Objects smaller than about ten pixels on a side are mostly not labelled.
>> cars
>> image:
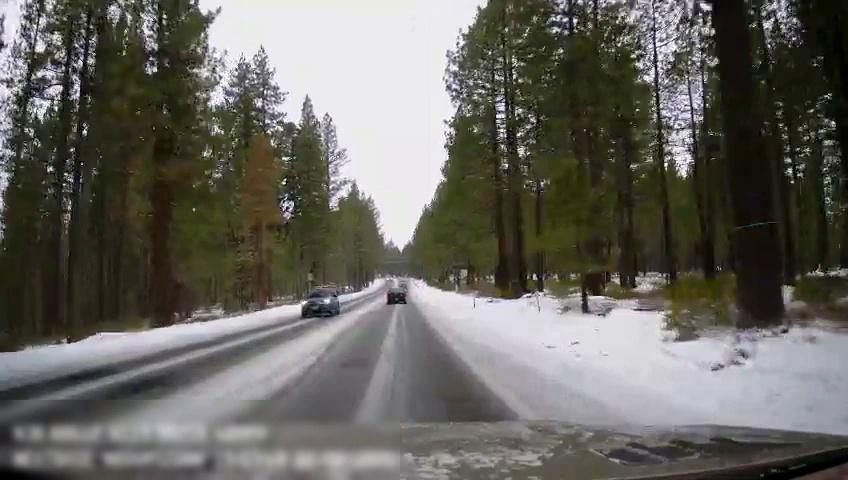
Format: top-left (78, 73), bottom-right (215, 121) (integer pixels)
top-left (300, 289), bottom-right (340, 318)
top-left (386, 285), bottom-right (408, 305)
